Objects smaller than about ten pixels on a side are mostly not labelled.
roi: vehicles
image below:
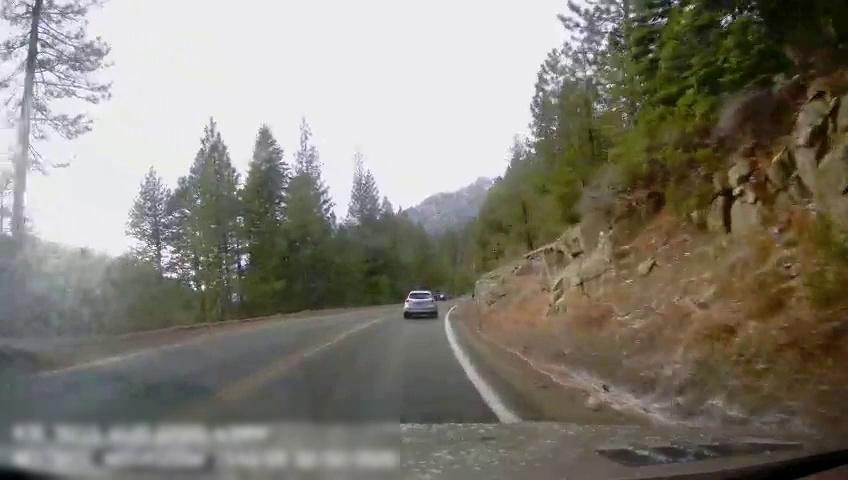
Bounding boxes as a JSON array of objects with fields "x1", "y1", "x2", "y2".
[
  {"x1": 402, "y1": 289, "x2": 438, "y2": 319},
  {"x1": 433, "y1": 291, "x2": 447, "y2": 301}
]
